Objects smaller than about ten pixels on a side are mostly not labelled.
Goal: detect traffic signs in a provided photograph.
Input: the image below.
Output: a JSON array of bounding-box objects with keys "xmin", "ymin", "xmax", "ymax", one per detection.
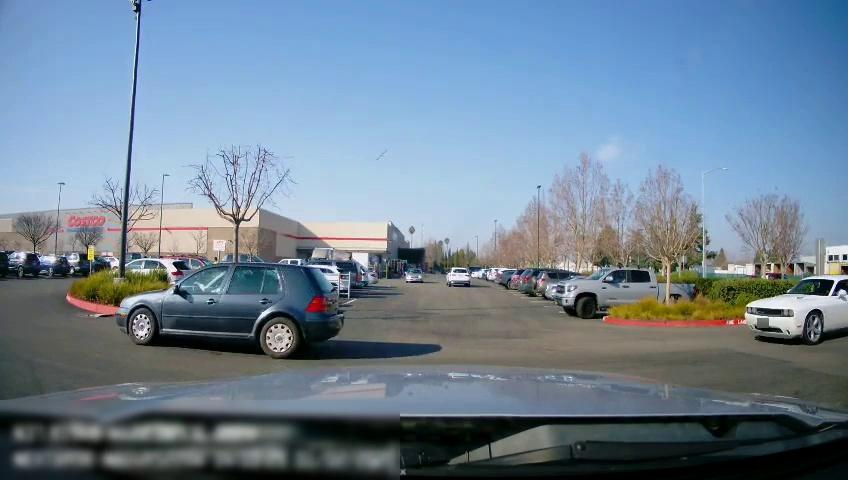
[{"xmin": 87, "ymin": 246, "xmax": 97, "ymax": 261}]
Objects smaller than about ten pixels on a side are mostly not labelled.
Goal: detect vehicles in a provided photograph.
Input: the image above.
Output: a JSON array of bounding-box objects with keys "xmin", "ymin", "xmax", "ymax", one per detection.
[
  {"xmin": 536, "ymin": 270, "xmax": 593, "ymax": 300},
  {"xmin": 486, "ymin": 265, "xmax": 508, "ymax": 282},
  {"xmin": 404, "ymin": 269, "xmax": 424, "ymax": 283},
  {"xmin": 11, "ymin": 252, "xmax": 32, "ymax": 272},
  {"xmin": 519, "ymin": 266, "xmax": 564, "ymax": 296},
  {"xmin": 308, "ymin": 246, "xmax": 355, "ymax": 263},
  {"xmin": 551, "ymin": 267, "xmax": 695, "ymax": 321},
  {"xmin": 123, "ymin": 257, "xmax": 194, "ymax": 285},
  {"xmin": 111, "ymin": 260, "xmax": 346, "ymax": 360},
  {"xmin": 471, "ymin": 269, "xmax": 489, "ymax": 280},
  {"xmin": 88, "ymin": 257, "xmax": 112, "ymax": 275},
  {"xmin": 104, "ymin": 257, "xmax": 121, "ymax": 273},
  {"xmin": 743, "ymin": 275, "xmax": 848, "ymax": 346},
  {"xmin": 38, "ymin": 252, "xmax": 71, "ymax": 280},
  {"xmin": 494, "ymin": 268, "xmax": 519, "ymax": 291},
  {"xmin": 310, "ymin": 264, "xmax": 346, "ymax": 299},
  {"xmin": 278, "ymin": 258, "xmax": 303, "ymax": 266},
  {"xmin": 543, "ymin": 279, "xmax": 566, "ymax": 302},
  {"xmin": 445, "ymin": 267, "xmax": 472, "ymax": 288},
  {"xmin": 509, "ymin": 268, "xmax": 528, "ymax": 291},
  {"xmin": 307, "ymin": 260, "xmax": 371, "ymax": 300},
  {"xmin": 0, "ymin": 246, "xmax": 19, "ymax": 281},
  {"xmin": 66, "ymin": 252, "xmax": 90, "ymax": 278}
]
